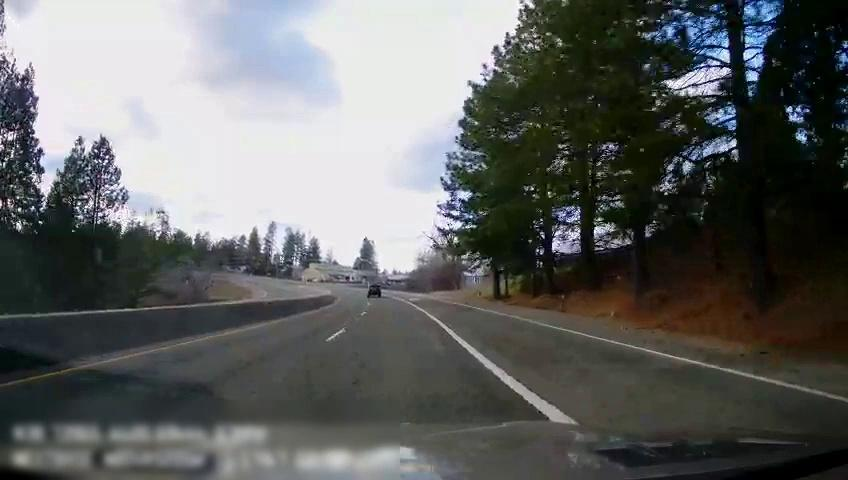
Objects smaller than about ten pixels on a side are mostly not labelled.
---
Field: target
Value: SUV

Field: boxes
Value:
[366,284,382,299]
